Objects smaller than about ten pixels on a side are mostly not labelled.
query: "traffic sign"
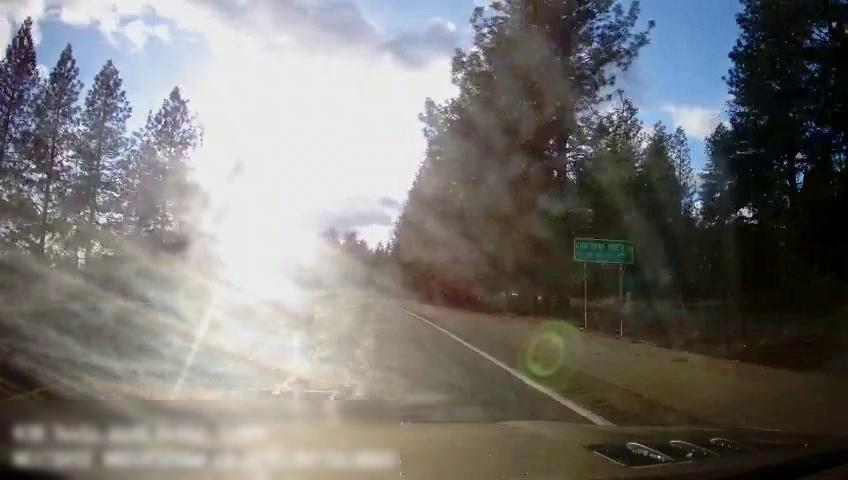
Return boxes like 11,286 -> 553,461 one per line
573,239 -> 636,265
